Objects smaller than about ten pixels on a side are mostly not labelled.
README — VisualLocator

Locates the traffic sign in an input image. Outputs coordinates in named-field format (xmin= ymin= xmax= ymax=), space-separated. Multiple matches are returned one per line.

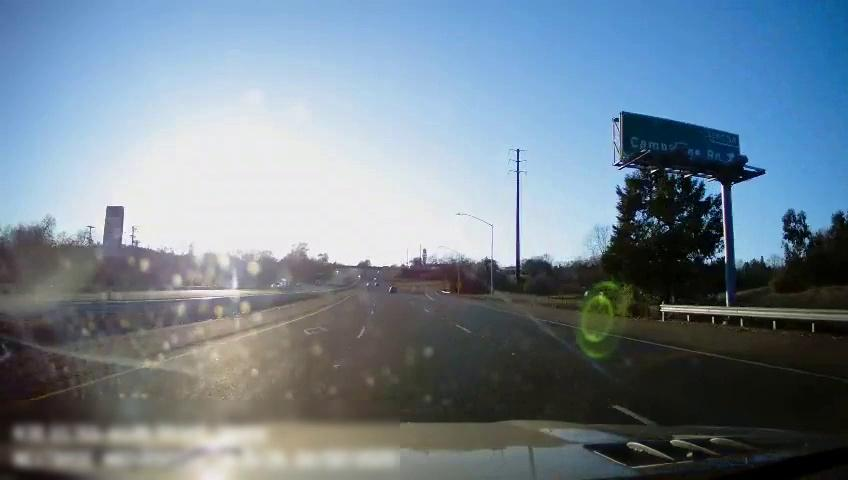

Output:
xmin=621 ymin=110 xmax=740 ymax=170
